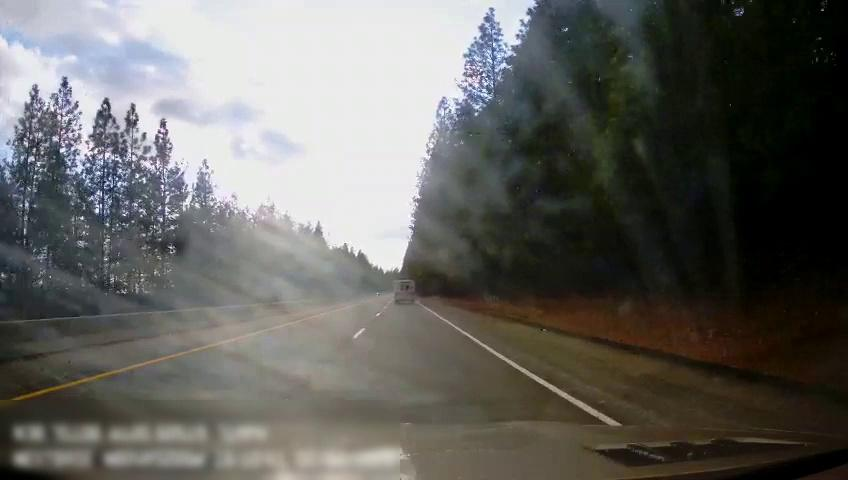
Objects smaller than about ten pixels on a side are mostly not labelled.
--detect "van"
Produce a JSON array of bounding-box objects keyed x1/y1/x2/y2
[{"x1": 393, "y1": 279, "x2": 416, "y2": 304}]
